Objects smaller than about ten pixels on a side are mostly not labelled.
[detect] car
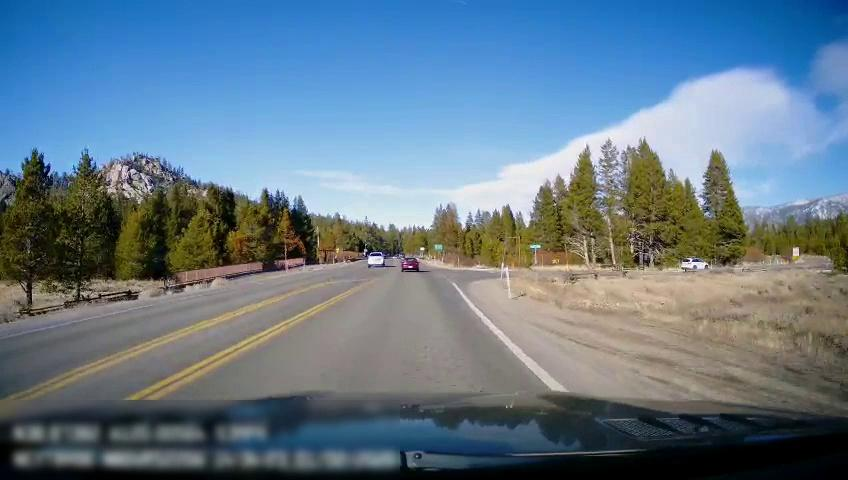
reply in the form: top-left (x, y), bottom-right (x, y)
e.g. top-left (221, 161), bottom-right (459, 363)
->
top-left (399, 255), bottom-right (419, 273)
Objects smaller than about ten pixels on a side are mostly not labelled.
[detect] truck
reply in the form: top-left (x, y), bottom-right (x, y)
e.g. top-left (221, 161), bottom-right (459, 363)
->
top-left (367, 251), bottom-right (385, 269)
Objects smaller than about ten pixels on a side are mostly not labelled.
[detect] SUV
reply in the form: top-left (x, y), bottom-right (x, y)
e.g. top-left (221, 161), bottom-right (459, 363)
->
top-left (680, 256), bottom-right (709, 273)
